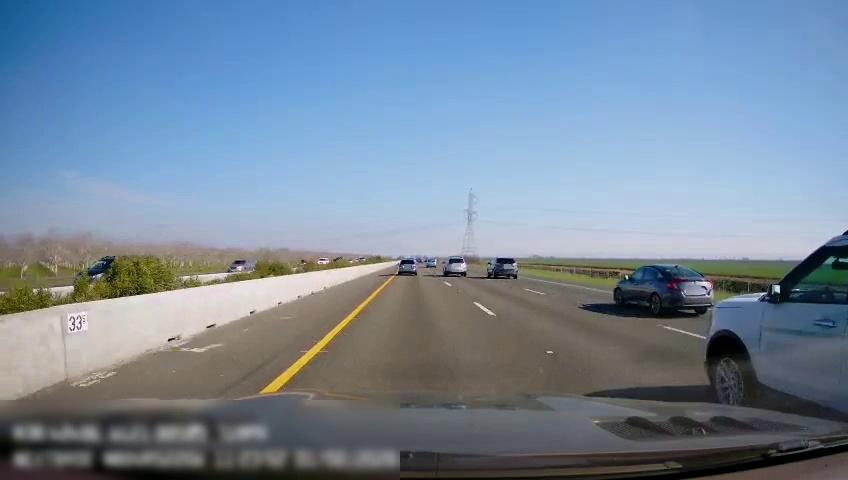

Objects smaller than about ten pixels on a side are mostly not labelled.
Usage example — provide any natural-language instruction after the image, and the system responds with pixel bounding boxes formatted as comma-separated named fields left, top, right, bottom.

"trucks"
left=224, top=259, right=256, bottom=274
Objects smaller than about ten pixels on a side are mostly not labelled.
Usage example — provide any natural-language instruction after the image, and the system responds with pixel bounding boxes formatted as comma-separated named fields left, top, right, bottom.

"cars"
left=612, top=265, right=716, bottom=318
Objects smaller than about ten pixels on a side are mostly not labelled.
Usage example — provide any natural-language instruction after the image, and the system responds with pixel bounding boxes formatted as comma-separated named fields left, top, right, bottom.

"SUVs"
left=318, top=257, right=331, bottom=265
left=74, top=256, right=116, bottom=284
left=397, top=258, right=418, bottom=276
left=442, top=256, right=468, bottom=278
left=486, top=256, right=519, bottom=280
left=702, top=230, right=848, bottom=424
